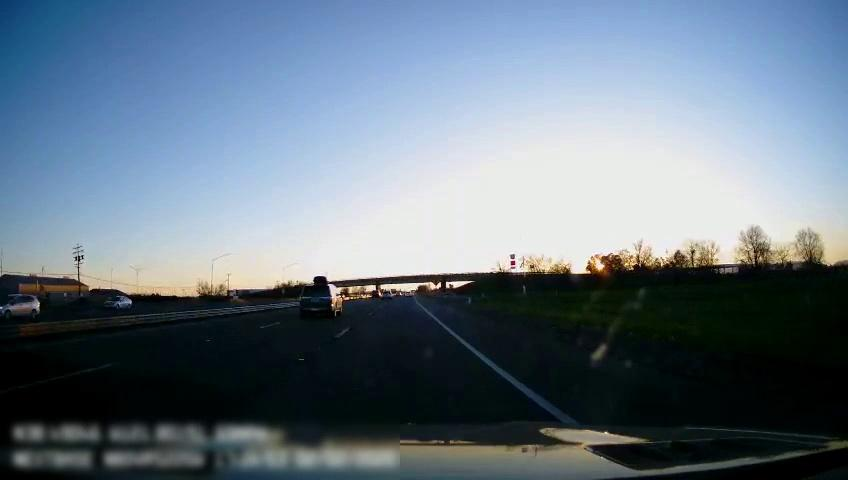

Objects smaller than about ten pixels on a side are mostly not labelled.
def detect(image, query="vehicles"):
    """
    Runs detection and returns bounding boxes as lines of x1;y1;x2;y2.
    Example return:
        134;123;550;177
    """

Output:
370;289;381;299
0;292;42;323
103;295;132;312
381;290;392;299
297;275;342;321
